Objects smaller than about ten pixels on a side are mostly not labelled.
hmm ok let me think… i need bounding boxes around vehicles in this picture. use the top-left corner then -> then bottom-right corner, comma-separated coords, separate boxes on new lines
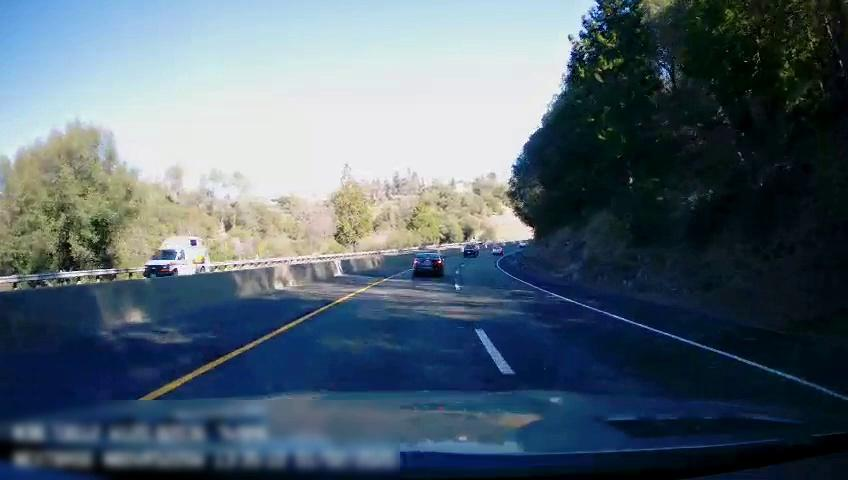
493,247 -> 504,256
411,251 -> 444,277
142,237 -> 210,278
463,244 -> 480,257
